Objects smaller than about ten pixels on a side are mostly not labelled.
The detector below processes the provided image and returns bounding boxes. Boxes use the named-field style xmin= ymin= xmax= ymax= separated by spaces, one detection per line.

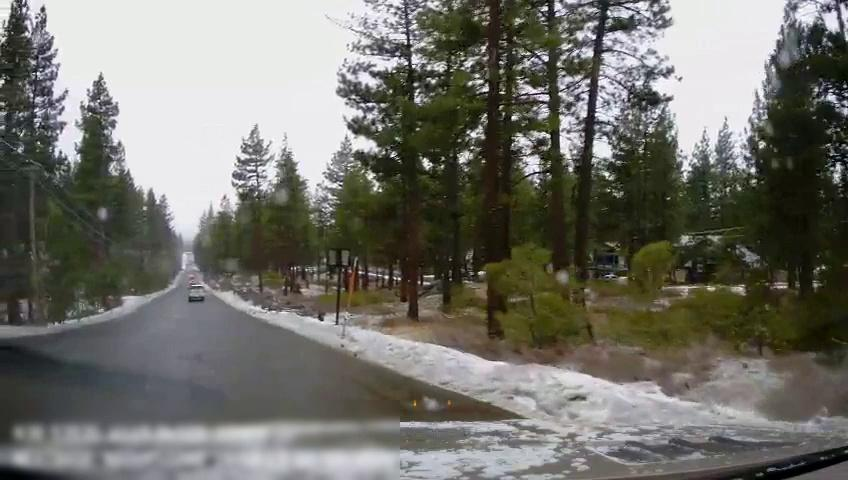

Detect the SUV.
xmin=186 ymin=284 xmax=208 ymax=303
